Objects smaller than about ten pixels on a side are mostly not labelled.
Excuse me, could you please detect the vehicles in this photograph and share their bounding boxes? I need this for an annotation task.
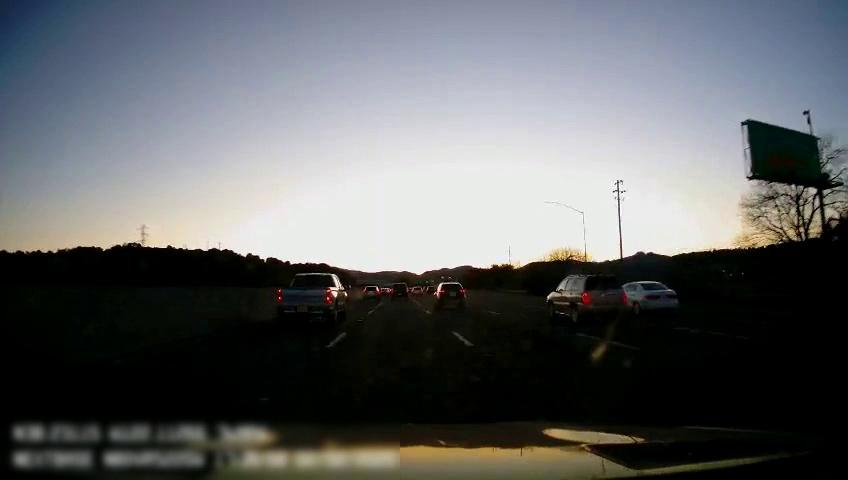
[411,286,423,296]
[425,285,436,295]
[390,282,409,300]
[277,273,353,323]
[362,285,381,301]
[545,273,625,324]
[433,282,466,308]
[380,287,391,295]
[623,281,678,319]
